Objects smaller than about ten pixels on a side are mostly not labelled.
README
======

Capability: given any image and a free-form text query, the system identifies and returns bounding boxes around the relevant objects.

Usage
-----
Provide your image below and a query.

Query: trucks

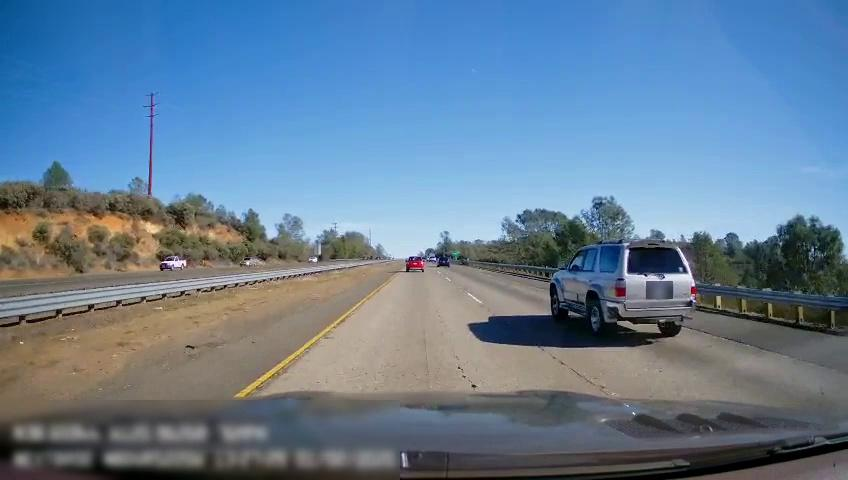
[159,256,188,272]
[239,257,257,269]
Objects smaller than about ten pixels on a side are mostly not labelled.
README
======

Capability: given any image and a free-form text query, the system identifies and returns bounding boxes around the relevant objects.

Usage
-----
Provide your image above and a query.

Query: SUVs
[404,255,425,273]
[437,255,451,268]
[548,243,698,340]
